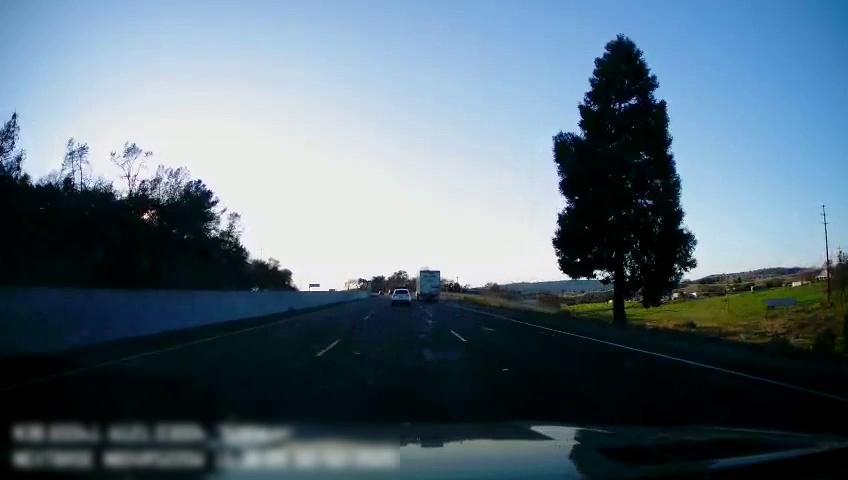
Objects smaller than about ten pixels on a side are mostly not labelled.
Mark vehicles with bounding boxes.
[392,288,411,306]
[415,270,441,301]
